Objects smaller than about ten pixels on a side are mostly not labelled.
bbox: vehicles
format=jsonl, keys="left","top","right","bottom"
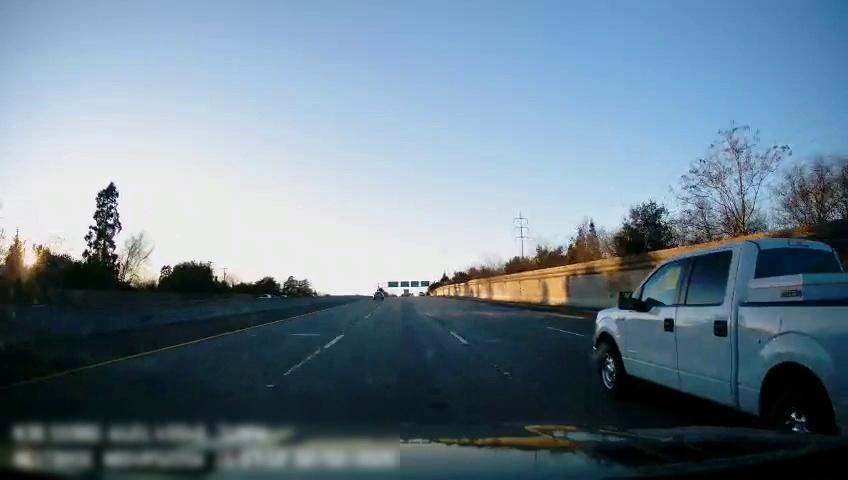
{"left": 373, "top": 290, "right": 385, "bottom": 301}
{"left": 592, "top": 235, "right": 848, "bottom": 441}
